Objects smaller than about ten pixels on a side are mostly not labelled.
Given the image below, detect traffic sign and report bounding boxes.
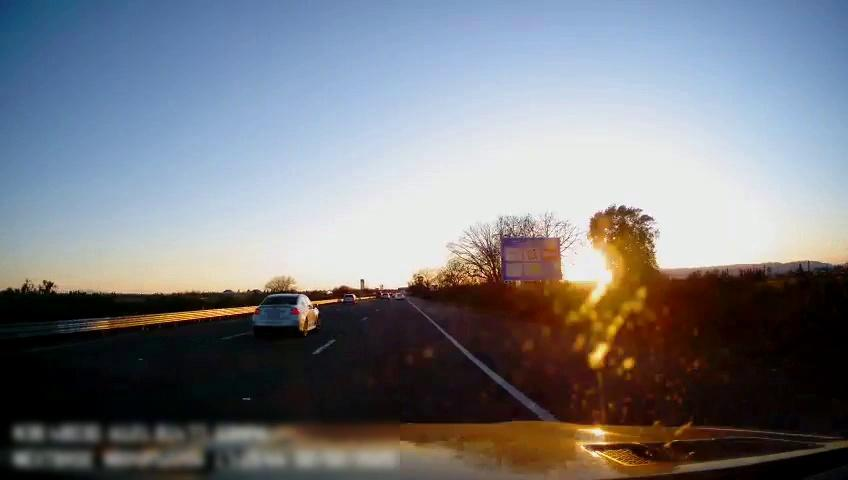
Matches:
[501,238,564,283]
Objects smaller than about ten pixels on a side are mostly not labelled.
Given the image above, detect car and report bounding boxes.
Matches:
[253,294,321,340]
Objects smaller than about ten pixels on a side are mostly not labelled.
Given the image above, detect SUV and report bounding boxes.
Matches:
[343,294,357,305]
